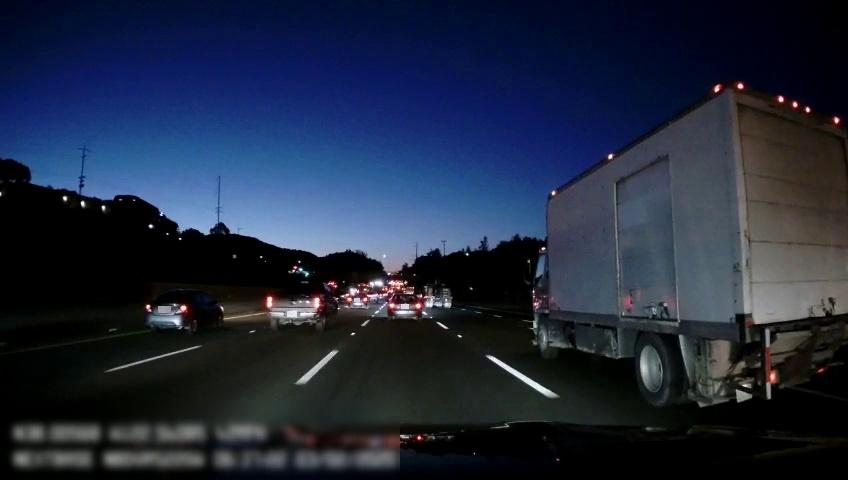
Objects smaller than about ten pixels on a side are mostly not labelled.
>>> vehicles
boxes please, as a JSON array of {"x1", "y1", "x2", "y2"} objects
[
  {"x1": 271, "y1": 284, "x2": 338, "y2": 328},
  {"x1": 387, "y1": 293, "x2": 426, "y2": 324},
  {"x1": 523, "y1": 78, "x2": 848, "y2": 409},
  {"x1": 423, "y1": 284, "x2": 452, "y2": 309},
  {"x1": 345, "y1": 291, "x2": 368, "y2": 309},
  {"x1": 143, "y1": 289, "x2": 226, "y2": 338}
]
